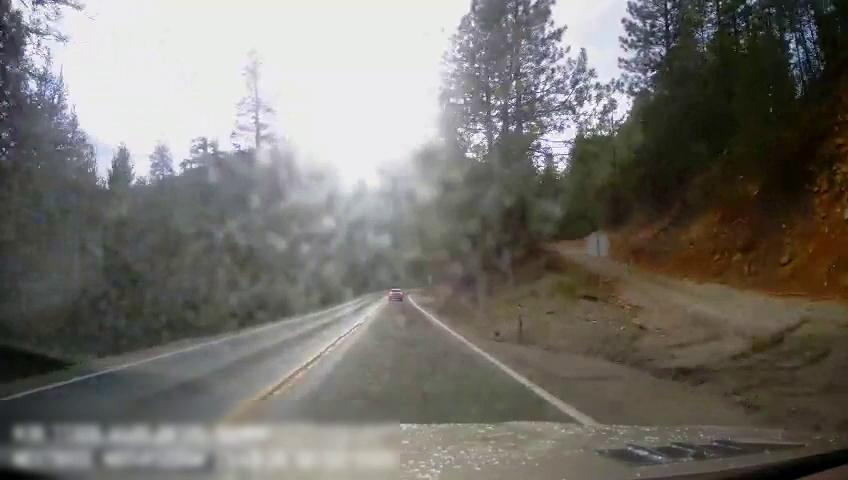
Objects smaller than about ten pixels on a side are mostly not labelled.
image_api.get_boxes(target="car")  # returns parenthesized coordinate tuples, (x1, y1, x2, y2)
(388, 288, 403, 301)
